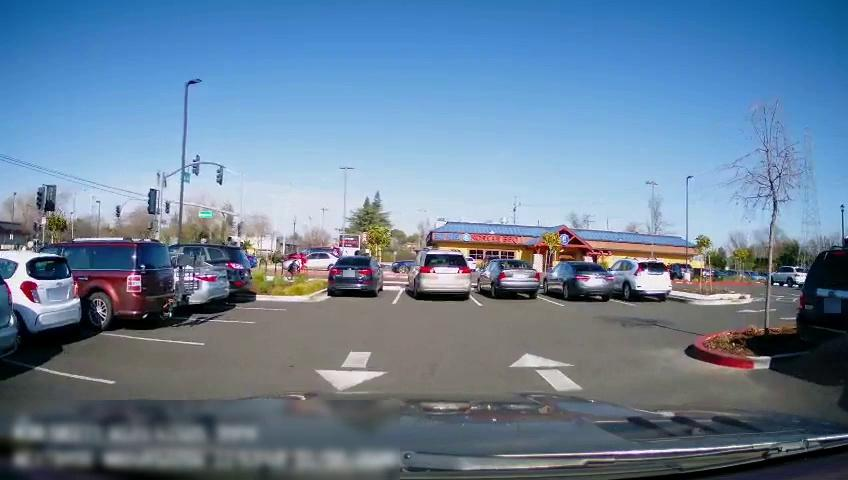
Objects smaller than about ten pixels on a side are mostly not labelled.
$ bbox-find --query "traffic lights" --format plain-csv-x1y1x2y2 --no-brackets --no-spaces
115,205,121,218
192,154,201,176
216,165,224,186
147,188,160,214
42,184,57,211
165,200,170,214
35,186,46,209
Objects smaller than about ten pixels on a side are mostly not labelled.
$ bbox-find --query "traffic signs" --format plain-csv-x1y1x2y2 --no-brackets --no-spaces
182,172,191,184
198,210,213,219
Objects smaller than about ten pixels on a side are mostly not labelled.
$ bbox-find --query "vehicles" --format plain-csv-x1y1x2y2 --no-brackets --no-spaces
666,262,693,280
0,251,83,342
244,255,257,268
391,261,420,274
465,256,477,271
173,255,230,310
284,252,339,271
168,243,253,299
411,251,472,300
477,259,542,299
607,258,673,302
26,241,179,332
303,246,342,258
543,261,617,302
797,245,848,372
770,265,808,288
0,274,25,358
692,266,713,278
327,255,384,298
